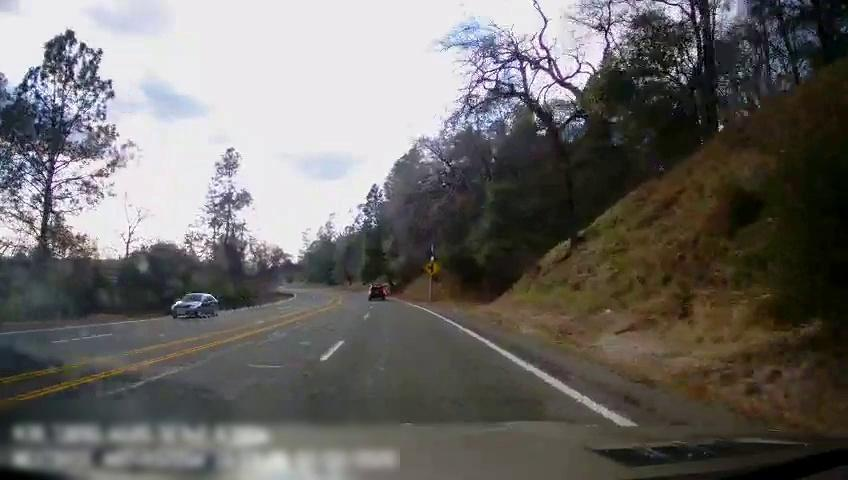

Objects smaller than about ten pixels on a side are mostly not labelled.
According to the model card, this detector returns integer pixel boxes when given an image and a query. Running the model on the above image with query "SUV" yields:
[368,285,386,301]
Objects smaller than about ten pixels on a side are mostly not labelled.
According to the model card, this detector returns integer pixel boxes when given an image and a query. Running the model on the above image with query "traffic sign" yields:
[425,261,440,277]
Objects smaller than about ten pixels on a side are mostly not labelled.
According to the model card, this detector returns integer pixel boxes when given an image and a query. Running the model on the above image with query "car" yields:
[170,292,220,319]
